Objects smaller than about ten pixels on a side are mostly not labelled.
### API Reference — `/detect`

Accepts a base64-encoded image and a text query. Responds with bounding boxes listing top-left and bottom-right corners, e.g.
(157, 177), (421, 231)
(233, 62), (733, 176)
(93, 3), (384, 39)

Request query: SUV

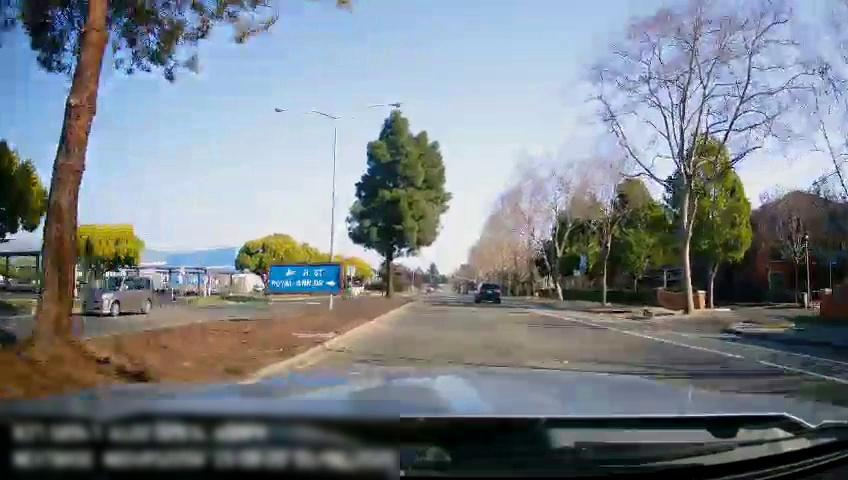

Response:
(476, 280), (503, 305)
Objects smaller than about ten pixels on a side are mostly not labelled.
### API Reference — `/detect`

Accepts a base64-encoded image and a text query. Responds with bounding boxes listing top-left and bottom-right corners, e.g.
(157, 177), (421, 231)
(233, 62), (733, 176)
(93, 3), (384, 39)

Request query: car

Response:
(81, 274), (154, 317)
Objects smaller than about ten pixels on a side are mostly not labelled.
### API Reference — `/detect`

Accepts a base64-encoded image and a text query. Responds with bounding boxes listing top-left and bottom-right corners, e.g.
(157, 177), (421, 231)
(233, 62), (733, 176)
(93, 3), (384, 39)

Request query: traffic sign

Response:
(268, 265), (341, 294)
